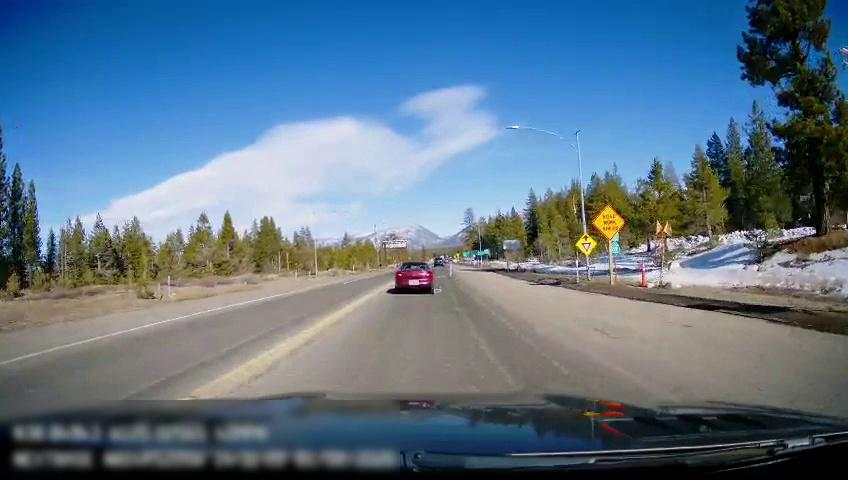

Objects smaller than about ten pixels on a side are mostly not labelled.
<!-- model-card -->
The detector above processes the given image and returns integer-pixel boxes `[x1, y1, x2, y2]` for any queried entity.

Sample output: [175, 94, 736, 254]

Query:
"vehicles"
[394, 260, 436, 292]
[433, 257, 444, 267]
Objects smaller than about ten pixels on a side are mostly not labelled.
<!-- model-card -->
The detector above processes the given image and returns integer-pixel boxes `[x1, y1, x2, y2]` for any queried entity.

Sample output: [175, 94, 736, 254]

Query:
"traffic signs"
[592, 205, 624, 239]
[611, 231, 620, 242]
[576, 233, 597, 255]
[610, 243, 619, 254]
[656, 221, 672, 239]
[503, 240, 521, 249]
